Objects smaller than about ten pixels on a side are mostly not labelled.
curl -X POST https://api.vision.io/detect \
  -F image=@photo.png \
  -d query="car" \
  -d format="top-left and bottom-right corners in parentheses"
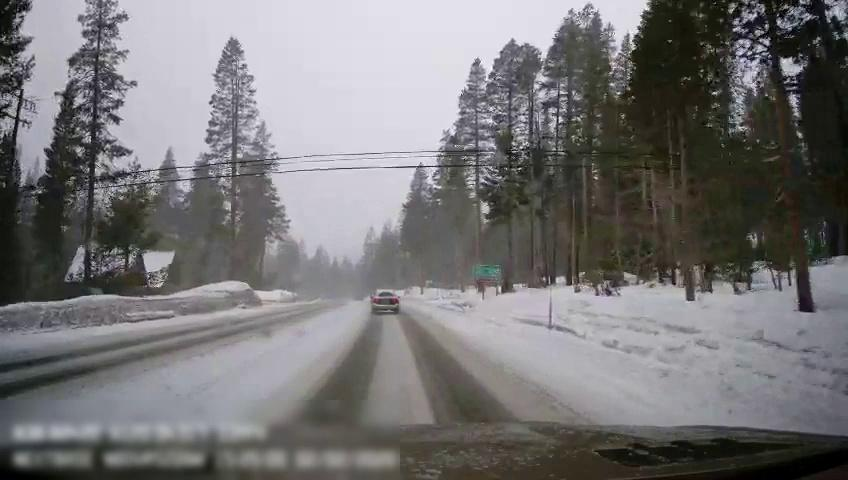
top-left (368, 288), bottom-right (401, 316)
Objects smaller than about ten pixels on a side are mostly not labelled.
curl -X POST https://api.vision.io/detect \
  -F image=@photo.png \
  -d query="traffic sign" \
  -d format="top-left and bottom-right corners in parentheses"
top-left (471, 264), bottom-right (503, 279)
